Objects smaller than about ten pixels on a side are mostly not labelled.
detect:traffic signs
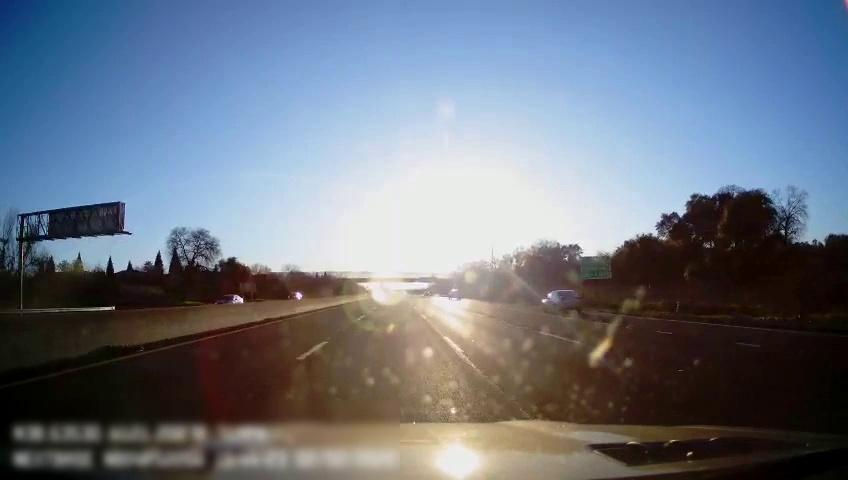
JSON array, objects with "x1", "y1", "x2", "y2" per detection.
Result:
[{"x1": 580, "y1": 256, "x2": 613, "y2": 280}]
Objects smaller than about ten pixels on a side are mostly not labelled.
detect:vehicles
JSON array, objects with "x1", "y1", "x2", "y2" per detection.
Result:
[
  {"x1": 214, "y1": 295, "x2": 244, "y2": 307},
  {"x1": 448, "y1": 289, "x2": 461, "y2": 299},
  {"x1": 542, "y1": 290, "x2": 582, "y2": 313},
  {"x1": 287, "y1": 292, "x2": 303, "y2": 301}
]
